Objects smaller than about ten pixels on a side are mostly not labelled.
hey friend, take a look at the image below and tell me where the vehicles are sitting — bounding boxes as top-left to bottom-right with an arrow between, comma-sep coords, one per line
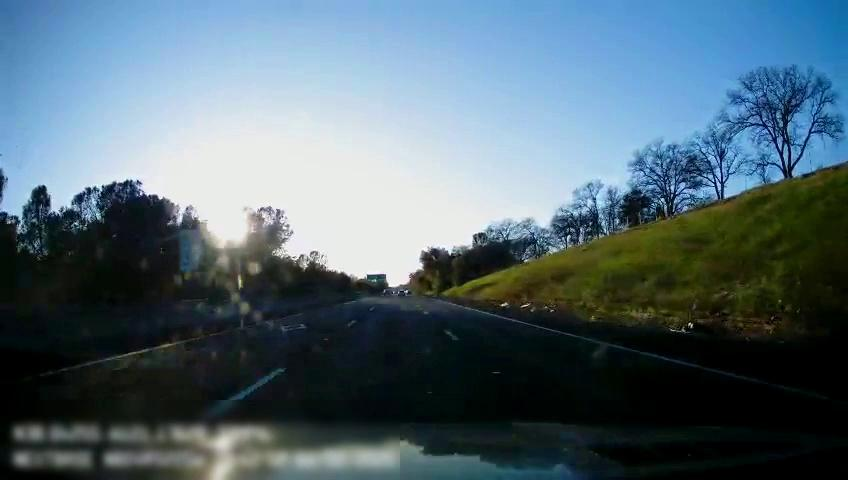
380,289 -> 392,297
397,290 -> 406,297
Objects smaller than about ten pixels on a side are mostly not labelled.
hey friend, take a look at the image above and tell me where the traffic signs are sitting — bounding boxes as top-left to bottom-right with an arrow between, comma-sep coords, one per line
179,219 -> 201,273
367,274 -> 386,283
